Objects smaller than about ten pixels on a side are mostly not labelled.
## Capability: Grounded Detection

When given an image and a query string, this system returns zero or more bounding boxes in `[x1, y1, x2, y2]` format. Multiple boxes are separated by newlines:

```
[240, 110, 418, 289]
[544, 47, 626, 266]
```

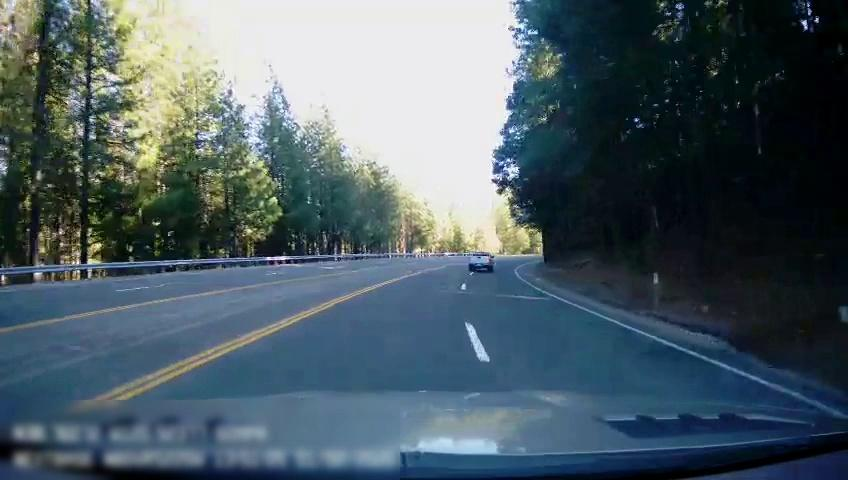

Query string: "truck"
[468, 250, 496, 273]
